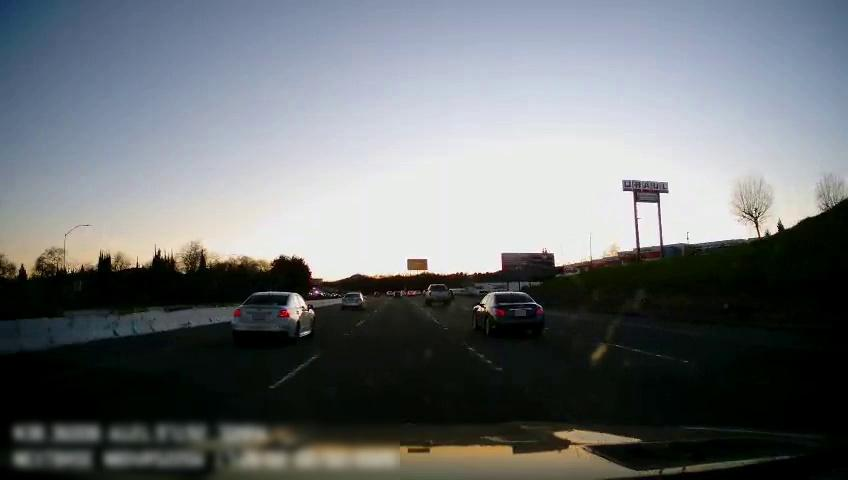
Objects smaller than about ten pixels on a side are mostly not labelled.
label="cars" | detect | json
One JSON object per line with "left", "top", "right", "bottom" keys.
{"left": 341, "top": 292, "right": 367, "bottom": 310}
{"left": 230, "top": 291, "right": 316, "bottom": 347}
{"left": 471, "top": 291, "right": 544, "bottom": 337}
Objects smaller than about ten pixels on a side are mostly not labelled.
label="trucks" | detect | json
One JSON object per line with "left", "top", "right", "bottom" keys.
{"left": 425, "top": 284, "right": 451, "bottom": 307}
